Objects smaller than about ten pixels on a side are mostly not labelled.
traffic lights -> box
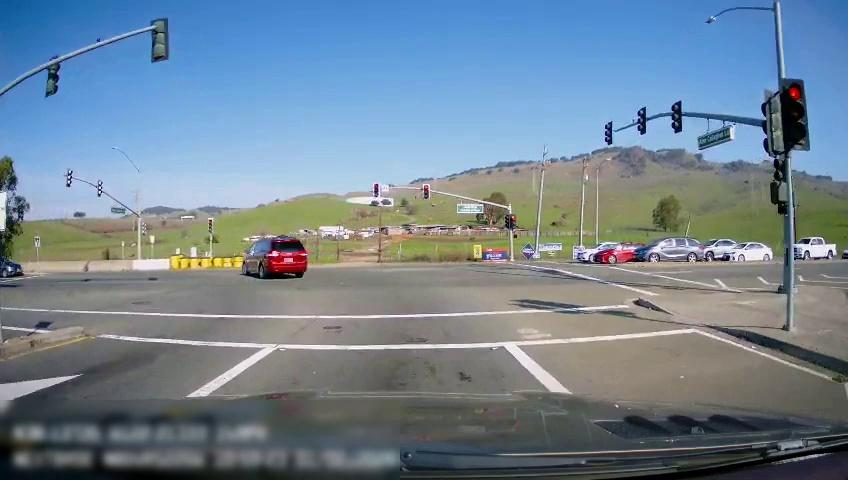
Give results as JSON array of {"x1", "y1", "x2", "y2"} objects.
[
  {"x1": 778, "y1": 76, "x2": 812, "y2": 154},
  {"x1": 149, "y1": 16, "x2": 171, "y2": 64},
  {"x1": 670, "y1": 99, "x2": 684, "y2": 134},
  {"x1": 760, "y1": 90, "x2": 782, "y2": 159},
  {"x1": 776, "y1": 200, "x2": 790, "y2": 216},
  {"x1": 510, "y1": 214, "x2": 518, "y2": 230},
  {"x1": 768, "y1": 154, "x2": 788, "y2": 188},
  {"x1": 768, "y1": 179, "x2": 791, "y2": 206},
  {"x1": 504, "y1": 213, "x2": 511, "y2": 229},
  {"x1": 206, "y1": 216, "x2": 215, "y2": 234},
  {"x1": 44, "y1": 53, "x2": 62, "y2": 98},
  {"x1": 371, "y1": 182, "x2": 381, "y2": 198},
  {"x1": 95, "y1": 178, "x2": 105, "y2": 199},
  {"x1": 140, "y1": 221, "x2": 147, "y2": 236},
  {"x1": 64, "y1": 167, "x2": 74, "y2": 188},
  {"x1": 603, "y1": 120, "x2": 614, "y2": 146},
  {"x1": 636, "y1": 106, "x2": 648, "y2": 136},
  {"x1": 421, "y1": 182, "x2": 432, "y2": 200}
]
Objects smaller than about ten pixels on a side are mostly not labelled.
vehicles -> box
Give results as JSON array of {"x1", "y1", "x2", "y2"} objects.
[
  {"x1": 721, "y1": 242, "x2": 774, "y2": 263},
  {"x1": 592, "y1": 241, "x2": 647, "y2": 265},
  {"x1": 791, "y1": 236, "x2": 838, "y2": 261},
  {"x1": 699, "y1": 238, "x2": 741, "y2": 262},
  {"x1": 634, "y1": 237, "x2": 705, "y2": 263},
  {"x1": 576, "y1": 241, "x2": 618, "y2": 263},
  {"x1": 840, "y1": 249, "x2": 848, "y2": 260},
  {"x1": 0, "y1": 256, "x2": 23, "y2": 279},
  {"x1": 241, "y1": 235, "x2": 309, "y2": 279}
]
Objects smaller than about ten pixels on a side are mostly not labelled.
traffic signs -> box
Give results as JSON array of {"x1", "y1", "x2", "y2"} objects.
[
  {"x1": 0, "y1": 190, "x2": 9, "y2": 232},
  {"x1": 110, "y1": 206, "x2": 127, "y2": 214},
  {"x1": 697, "y1": 123, "x2": 737, "y2": 151},
  {"x1": 455, "y1": 201, "x2": 485, "y2": 215}
]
